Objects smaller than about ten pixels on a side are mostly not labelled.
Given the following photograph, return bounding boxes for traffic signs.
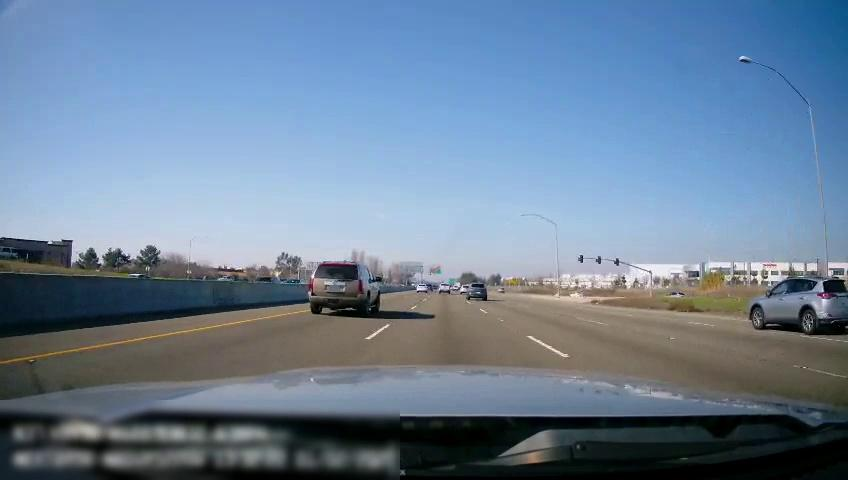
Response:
[429,264,441,274]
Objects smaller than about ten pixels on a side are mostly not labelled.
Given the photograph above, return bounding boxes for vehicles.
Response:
[416,282,428,294]
[254,276,276,285]
[0,246,19,260]
[125,274,150,280]
[438,282,451,295]
[213,278,235,282]
[465,282,488,302]
[748,276,848,336]
[459,284,471,295]
[664,290,688,298]
[569,290,583,297]
[306,260,384,317]
[285,279,301,285]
